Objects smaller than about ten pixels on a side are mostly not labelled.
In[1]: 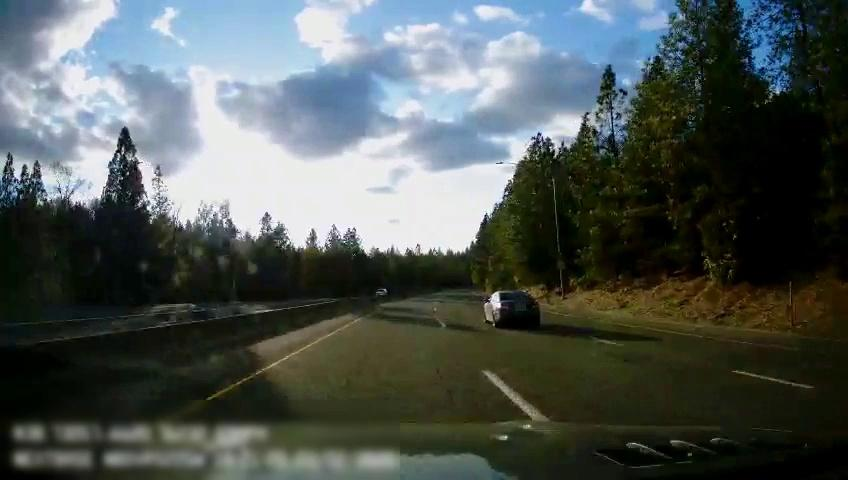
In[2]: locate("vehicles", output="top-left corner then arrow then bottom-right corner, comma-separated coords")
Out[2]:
483,289 -> 541,329
375,288 -> 388,298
